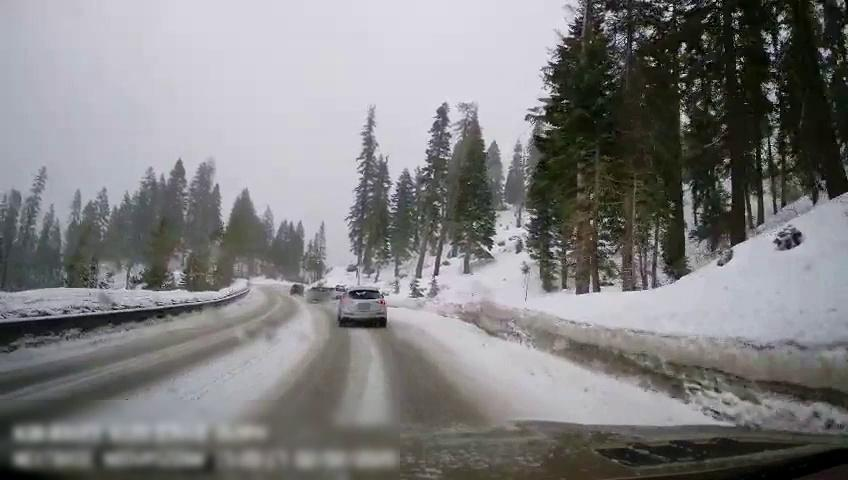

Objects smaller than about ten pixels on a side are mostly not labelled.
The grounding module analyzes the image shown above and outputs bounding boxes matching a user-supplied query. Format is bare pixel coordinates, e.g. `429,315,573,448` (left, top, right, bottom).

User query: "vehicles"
306,286,333,305
289,283,306,296
334,285,389,329
332,287,346,295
